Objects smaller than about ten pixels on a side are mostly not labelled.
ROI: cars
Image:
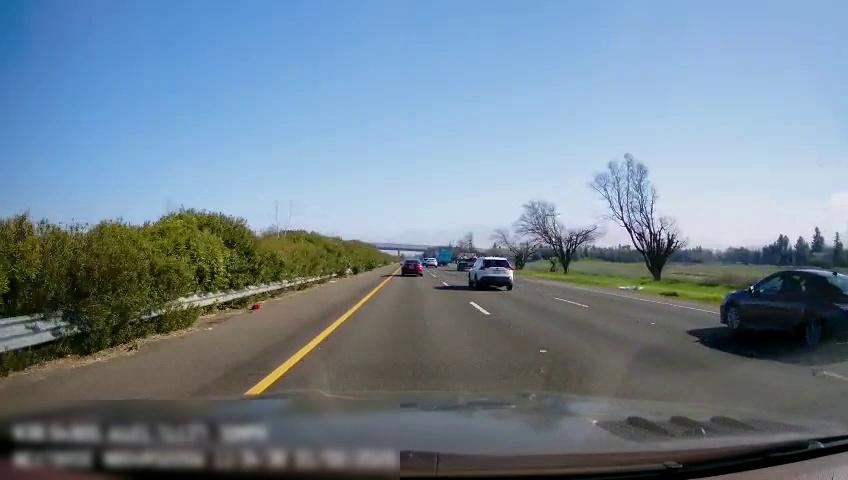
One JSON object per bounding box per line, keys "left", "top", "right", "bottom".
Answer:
{"left": 719, "top": 269, "right": 848, "bottom": 351}
{"left": 398, "top": 257, "right": 425, "bottom": 279}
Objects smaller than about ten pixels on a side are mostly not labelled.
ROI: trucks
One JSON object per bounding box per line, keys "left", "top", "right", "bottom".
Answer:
{"left": 436, "top": 249, "right": 451, "bottom": 265}
{"left": 456, "top": 253, "right": 479, "bottom": 271}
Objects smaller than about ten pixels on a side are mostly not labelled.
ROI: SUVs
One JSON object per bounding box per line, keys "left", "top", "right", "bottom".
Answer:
{"left": 468, "top": 257, "right": 514, "bottom": 291}
{"left": 423, "top": 256, "right": 438, "bottom": 267}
